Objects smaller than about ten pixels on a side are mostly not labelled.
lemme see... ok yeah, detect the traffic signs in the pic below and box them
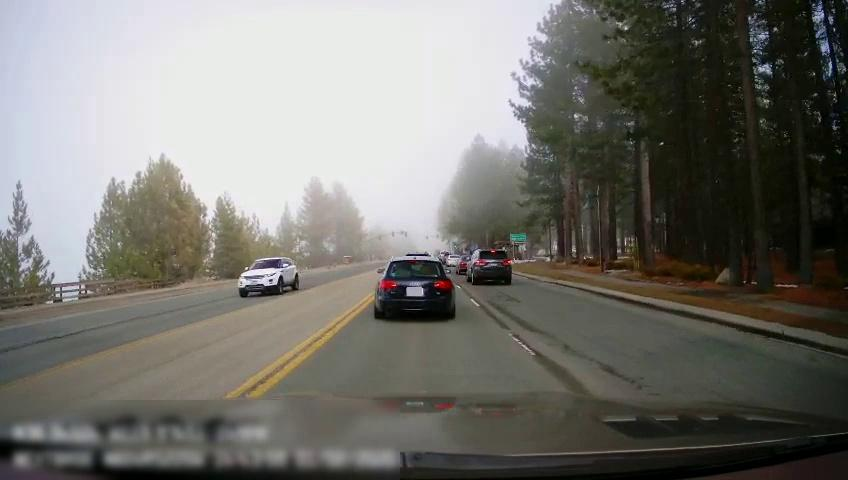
[510,231,527,243]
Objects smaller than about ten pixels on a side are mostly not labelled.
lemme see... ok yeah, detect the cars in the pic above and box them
[445,254,459,267]
[374,256,454,319]
[456,256,471,275]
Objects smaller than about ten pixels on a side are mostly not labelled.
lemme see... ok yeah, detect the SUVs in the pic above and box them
[467,249,513,287]
[238,257,299,298]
